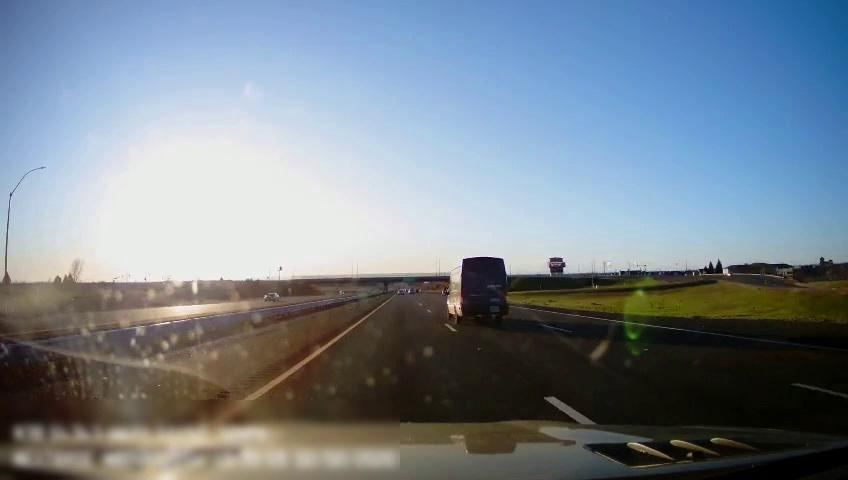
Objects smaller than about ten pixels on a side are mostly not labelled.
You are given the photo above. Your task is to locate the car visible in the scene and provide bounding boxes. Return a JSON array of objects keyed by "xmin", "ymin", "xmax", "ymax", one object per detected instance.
[{"xmin": 264, "ymin": 292, "xmax": 280, "ymax": 303}]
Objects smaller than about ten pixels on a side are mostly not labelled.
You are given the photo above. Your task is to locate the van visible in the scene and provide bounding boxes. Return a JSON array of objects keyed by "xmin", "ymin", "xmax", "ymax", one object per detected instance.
[{"xmin": 442, "ymin": 257, "xmax": 509, "ymax": 325}]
